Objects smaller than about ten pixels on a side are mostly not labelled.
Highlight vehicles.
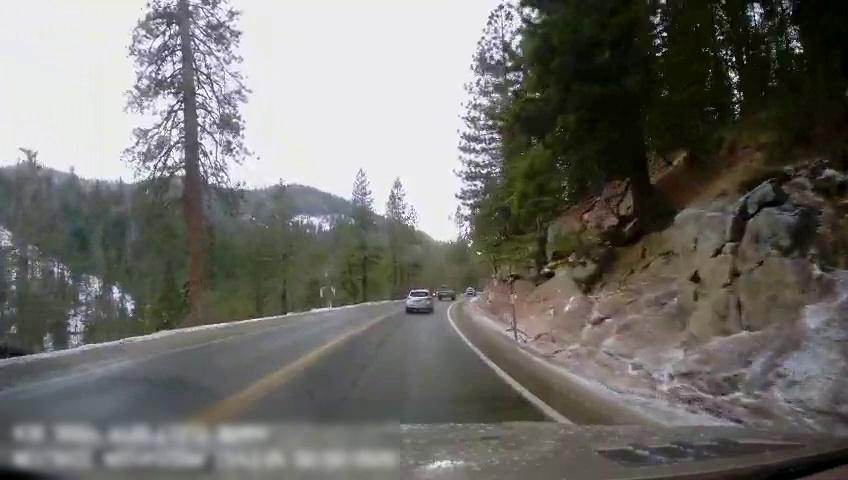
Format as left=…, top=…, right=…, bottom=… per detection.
left=406, top=288, right=434, bottom=314
left=437, top=284, right=456, bottom=300
left=465, top=286, right=476, bottom=296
